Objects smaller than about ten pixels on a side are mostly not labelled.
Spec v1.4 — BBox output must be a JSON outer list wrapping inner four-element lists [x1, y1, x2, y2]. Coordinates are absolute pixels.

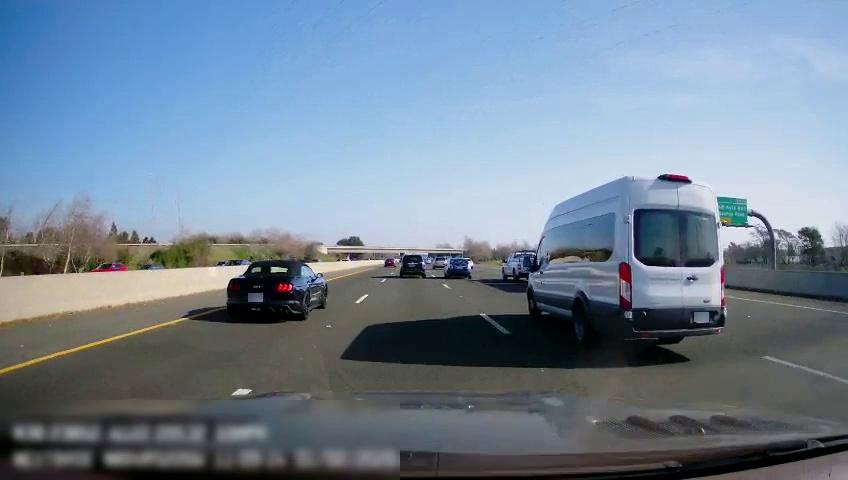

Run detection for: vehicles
[[522, 172, 729, 348], [140, 264, 161, 271], [443, 257, 472, 281], [501, 248, 538, 283], [223, 259, 254, 267], [226, 260, 330, 321], [384, 259, 396, 268], [432, 257, 448, 270], [88, 261, 128, 273], [399, 254, 426, 278]]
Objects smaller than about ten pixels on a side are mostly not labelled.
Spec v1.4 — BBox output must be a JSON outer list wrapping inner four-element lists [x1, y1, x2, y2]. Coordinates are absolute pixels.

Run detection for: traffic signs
[[716, 195, 748, 226]]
